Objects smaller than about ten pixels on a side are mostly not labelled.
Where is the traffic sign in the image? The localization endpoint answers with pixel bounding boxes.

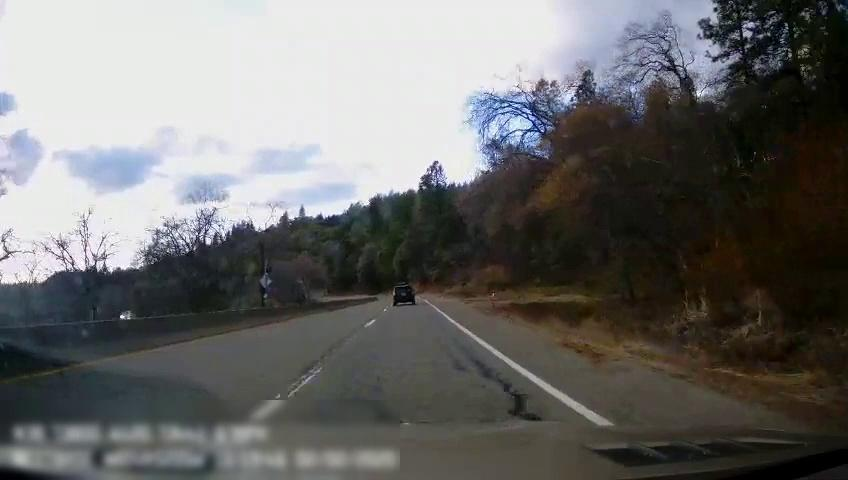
[260,272,271,290]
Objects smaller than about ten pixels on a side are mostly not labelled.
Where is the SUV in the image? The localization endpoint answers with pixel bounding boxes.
[392,286,416,307]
